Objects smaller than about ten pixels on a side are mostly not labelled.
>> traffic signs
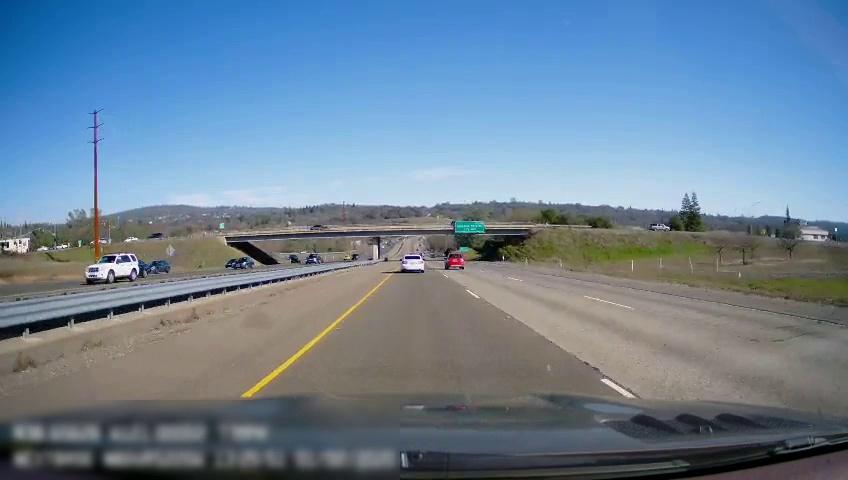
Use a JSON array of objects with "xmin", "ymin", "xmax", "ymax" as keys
[
  {"xmin": 459, "ymin": 247, "xmax": 471, "ymax": 254},
  {"xmin": 455, "ymin": 221, "xmax": 485, "ymax": 233}
]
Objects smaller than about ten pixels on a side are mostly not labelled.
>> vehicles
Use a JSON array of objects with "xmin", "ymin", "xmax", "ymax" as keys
[
  {"xmin": 650, "ymin": 223, "xmax": 668, "ymax": 233},
  {"xmin": 231, "ymin": 256, "xmax": 256, "ymax": 271},
  {"xmin": 305, "ymin": 254, "xmax": 323, "ymax": 264},
  {"xmin": 85, "ymin": 254, "xmax": 140, "ymax": 286},
  {"xmin": 224, "ymin": 257, "xmax": 244, "ymax": 269},
  {"xmin": 92, "ymin": 238, "xmax": 107, "ymax": 245},
  {"xmin": 146, "ymin": 260, "xmax": 172, "ymax": 274},
  {"xmin": 310, "ymin": 224, "xmax": 328, "ymax": 232},
  {"xmin": 124, "ymin": 237, "xmax": 139, "ymax": 242},
  {"xmin": 399, "ymin": 255, "xmax": 425, "ymax": 274},
  {"xmin": 444, "ymin": 255, "xmax": 464, "ymax": 271}
]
